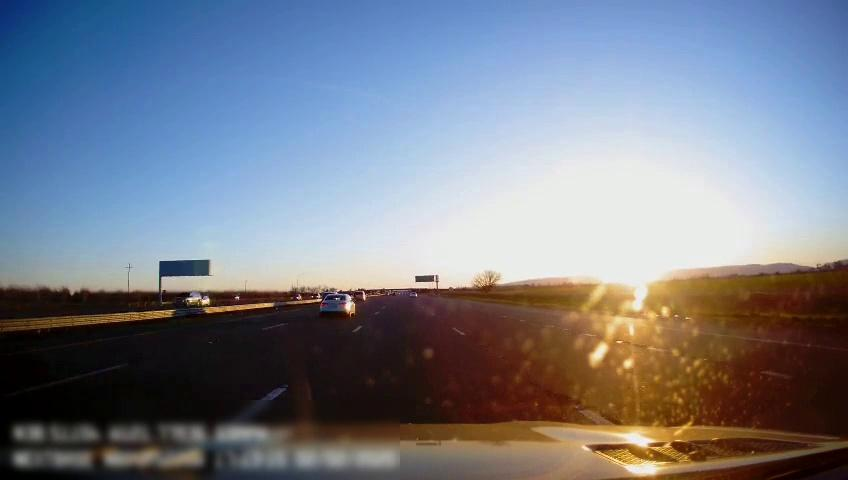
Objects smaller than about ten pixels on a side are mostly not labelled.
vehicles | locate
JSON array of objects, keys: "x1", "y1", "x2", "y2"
[
  {"x1": 174, "y1": 291, "x2": 202, "y2": 308},
  {"x1": 200, "y1": 295, "x2": 210, "y2": 307},
  {"x1": 320, "y1": 293, "x2": 356, "y2": 317},
  {"x1": 353, "y1": 291, "x2": 367, "y2": 302},
  {"x1": 322, "y1": 292, "x2": 338, "y2": 301},
  {"x1": 289, "y1": 294, "x2": 302, "y2": 302}
]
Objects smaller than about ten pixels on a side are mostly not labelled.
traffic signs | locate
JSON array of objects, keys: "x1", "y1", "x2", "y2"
[{"x1": 415, "y1": 275, "x2": 434, "y2": 282}]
